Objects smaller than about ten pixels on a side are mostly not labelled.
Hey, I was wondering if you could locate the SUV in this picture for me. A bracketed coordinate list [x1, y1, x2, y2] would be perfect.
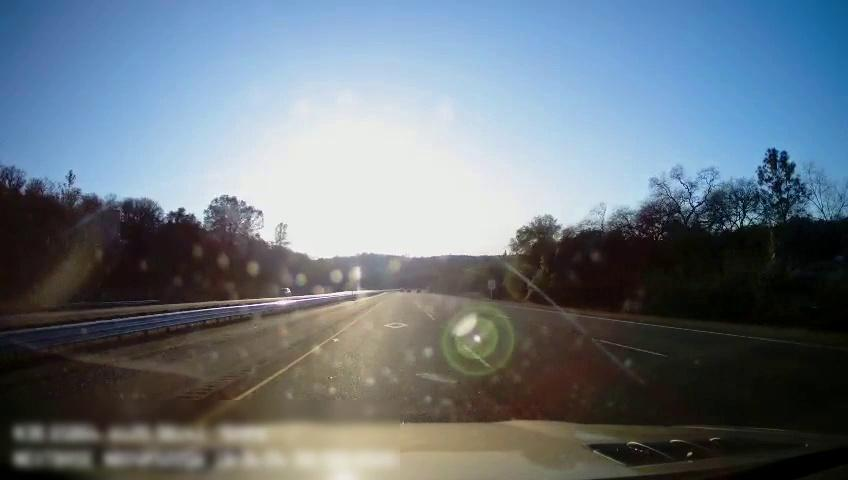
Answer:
[278, 288, 292, 297]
